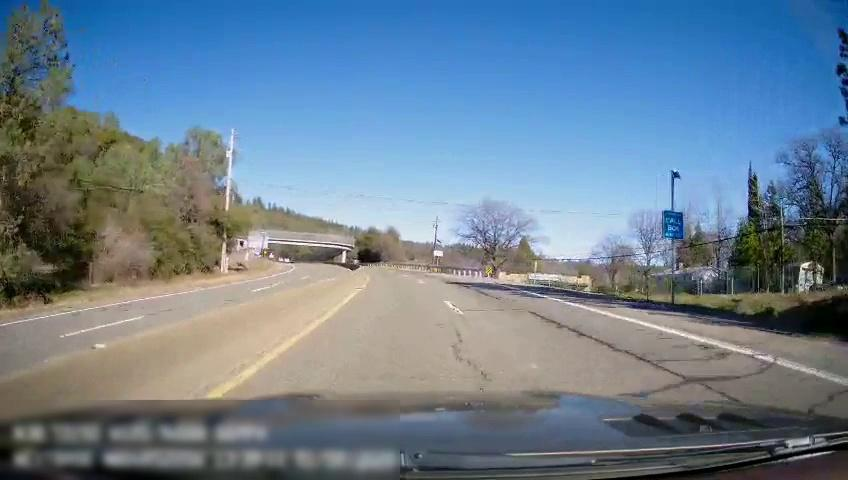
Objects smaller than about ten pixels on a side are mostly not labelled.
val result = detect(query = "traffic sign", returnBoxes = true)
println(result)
[661,208,685,241]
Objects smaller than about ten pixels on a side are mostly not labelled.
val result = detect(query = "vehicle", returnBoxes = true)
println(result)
[344,256,361,266]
